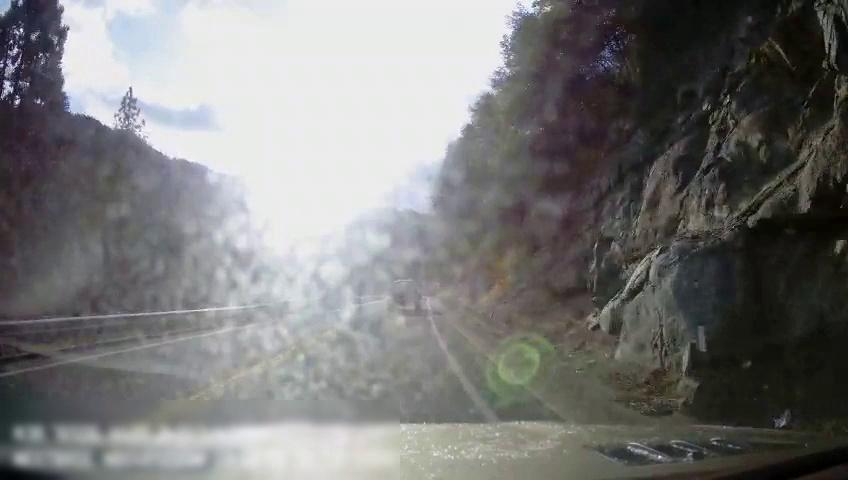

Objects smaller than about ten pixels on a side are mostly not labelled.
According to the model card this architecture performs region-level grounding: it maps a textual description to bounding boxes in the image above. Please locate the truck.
[389,279,421,311]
